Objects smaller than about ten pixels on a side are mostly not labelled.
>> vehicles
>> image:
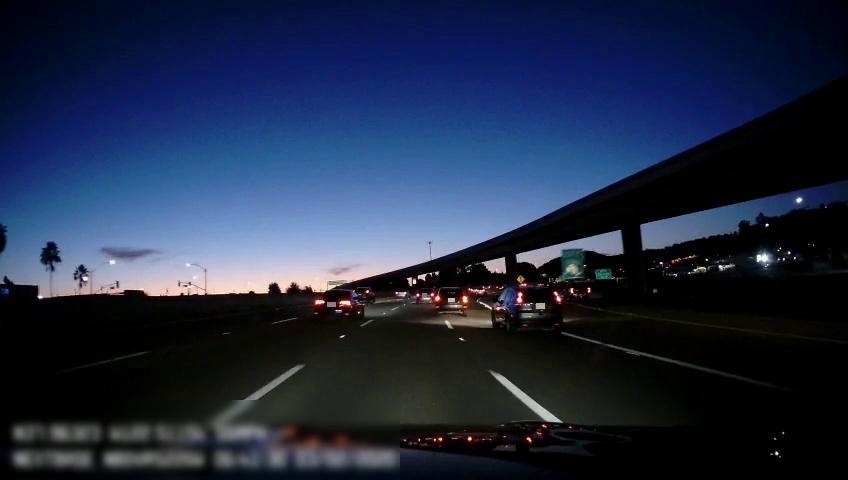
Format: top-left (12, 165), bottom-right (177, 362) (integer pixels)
top-left (355, 287), bottom-right (377, 304)
top-left (491, 286), bottom-right (563, 337)
top-left (394, 287), bottom-right (411, 300)
top-left (435, 286), bottom-right (470, 317)
top-left (415, 287), bottom-right (436, 306)
top-left (563, 279), bottom-right (592, 302)
top-left (313, 289), bottom-right (365, 324)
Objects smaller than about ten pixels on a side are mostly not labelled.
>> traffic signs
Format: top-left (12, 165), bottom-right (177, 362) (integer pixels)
top-left (595, 268), bottom-right (613, 280)
top-left (561, 248), bottom-right (584, 278)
